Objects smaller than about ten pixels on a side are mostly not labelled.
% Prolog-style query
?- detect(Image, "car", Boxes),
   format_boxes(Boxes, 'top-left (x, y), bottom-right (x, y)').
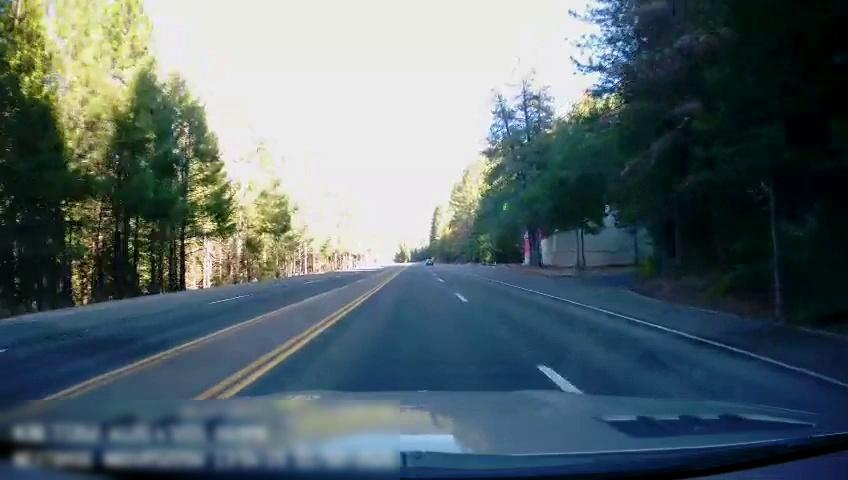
top-left (423, 256), bottom-right (435, 266)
